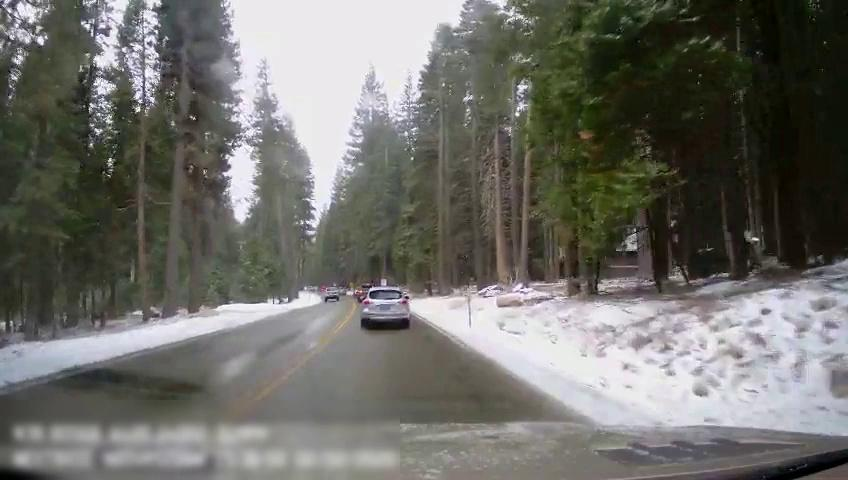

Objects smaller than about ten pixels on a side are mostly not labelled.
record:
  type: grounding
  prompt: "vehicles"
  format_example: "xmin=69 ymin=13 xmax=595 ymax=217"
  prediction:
xmin=360 ymin=285 xmax=411 ymax=330
xmin=356 ymin=281 xmax=381 ymax=304
xmin=336 ymin=287 xmax=347 ymax=296
xmin=324 ymin=286 xmax=340 ymax=302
